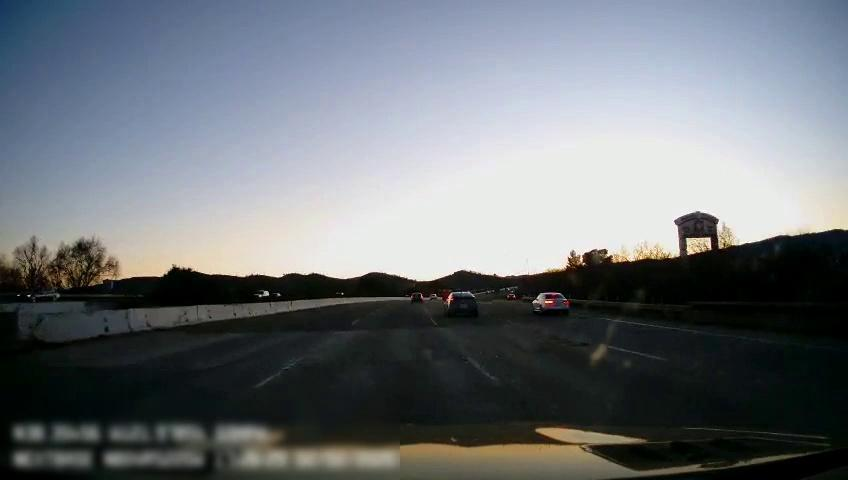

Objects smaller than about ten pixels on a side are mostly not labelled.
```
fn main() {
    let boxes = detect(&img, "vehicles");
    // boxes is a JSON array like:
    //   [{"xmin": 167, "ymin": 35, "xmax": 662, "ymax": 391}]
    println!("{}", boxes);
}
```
[
  {"xmin": 411, "ymin": 294, "xmax": 423, "ymax": 304},
  {"xmin": 252, "ymin": 290, "xmax": 269, "ymax": 299},
  {"xmin": 442, "ymin": 289, "xmax": 452, "ymax": 301},
  {"xmin": 16, "ymin": 287, "xmax": 61, "ymax": 303},
  {"xmin": 532, "ymin": 292, "xmax": 569, "ymax": 315},
  {"xmin": 444, "ymin": 292, "xmax": 478, "ymax": 318}
]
